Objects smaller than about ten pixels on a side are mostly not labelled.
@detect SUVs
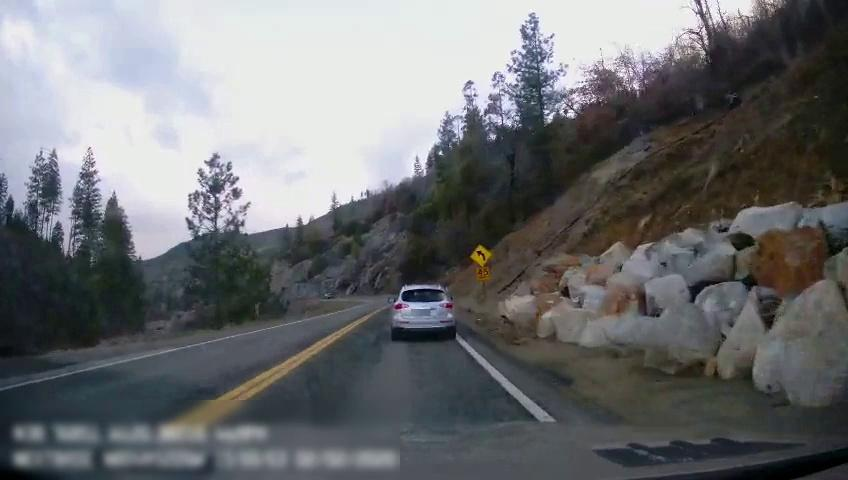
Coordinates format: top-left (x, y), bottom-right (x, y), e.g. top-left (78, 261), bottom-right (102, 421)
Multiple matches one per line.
top-left (386, 284), bottom-right (458, 342)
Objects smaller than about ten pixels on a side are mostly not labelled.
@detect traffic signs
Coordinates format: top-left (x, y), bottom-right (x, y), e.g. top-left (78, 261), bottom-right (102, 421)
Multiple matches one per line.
top-left (469, 243), bottom-right (493, 267)
top-left (476, 267), bottom-right (490, 281)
